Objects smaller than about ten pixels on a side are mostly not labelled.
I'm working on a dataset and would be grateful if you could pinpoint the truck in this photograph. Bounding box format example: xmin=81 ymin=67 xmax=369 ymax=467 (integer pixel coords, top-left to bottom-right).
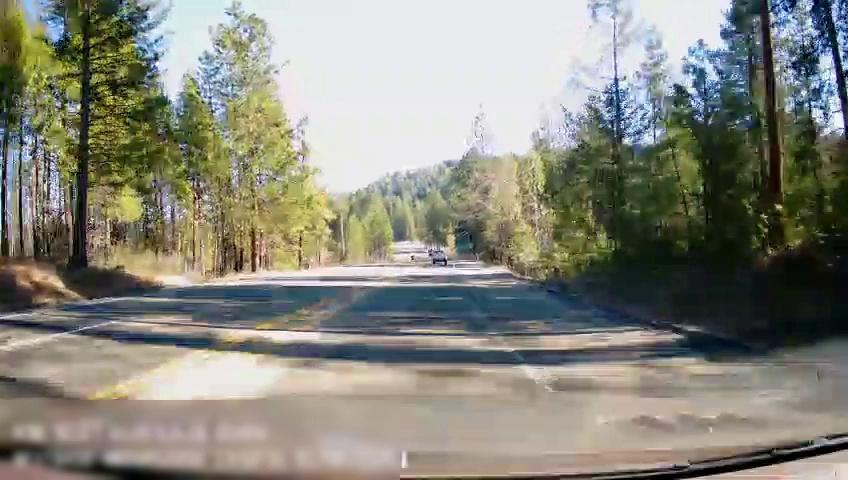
xmin=432 ymin=250 xmax=448 ymax=265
